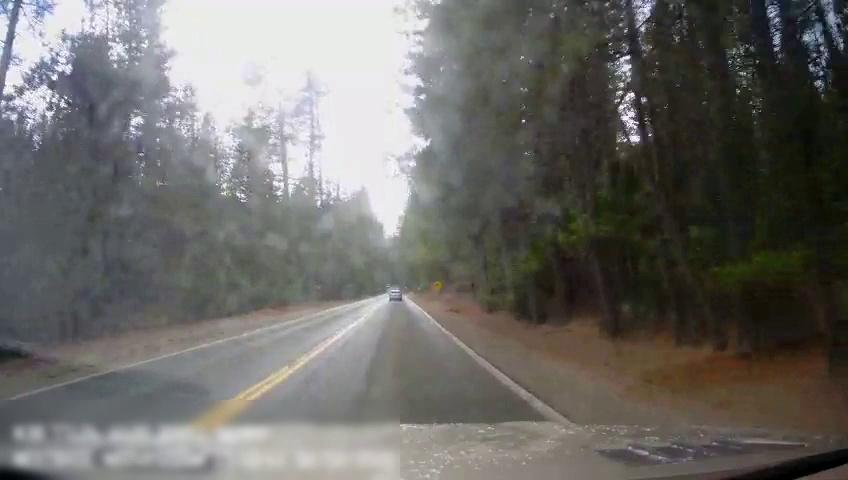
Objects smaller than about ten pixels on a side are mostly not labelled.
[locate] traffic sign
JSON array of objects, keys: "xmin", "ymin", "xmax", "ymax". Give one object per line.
[{"xmin": 433, "ymin": 280, "xmax": 443, "ymax": 292}]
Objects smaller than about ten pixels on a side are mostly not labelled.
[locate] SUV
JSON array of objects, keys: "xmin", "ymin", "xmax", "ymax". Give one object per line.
[{"xmin": 388, "ymin": 289, "xmax": 403, "ymax": 301}]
